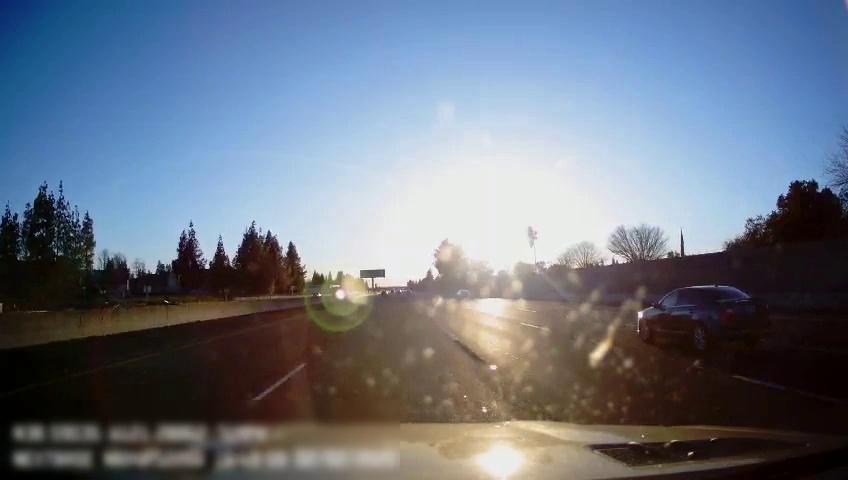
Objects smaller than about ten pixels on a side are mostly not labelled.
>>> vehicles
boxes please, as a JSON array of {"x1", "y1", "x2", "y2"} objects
[
  {"x1": 457, "y1": 290, "x2": 472, "y2": 301},
  {"x1": 637, "y1": 286, "x2": 764, "y2": 360}
]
